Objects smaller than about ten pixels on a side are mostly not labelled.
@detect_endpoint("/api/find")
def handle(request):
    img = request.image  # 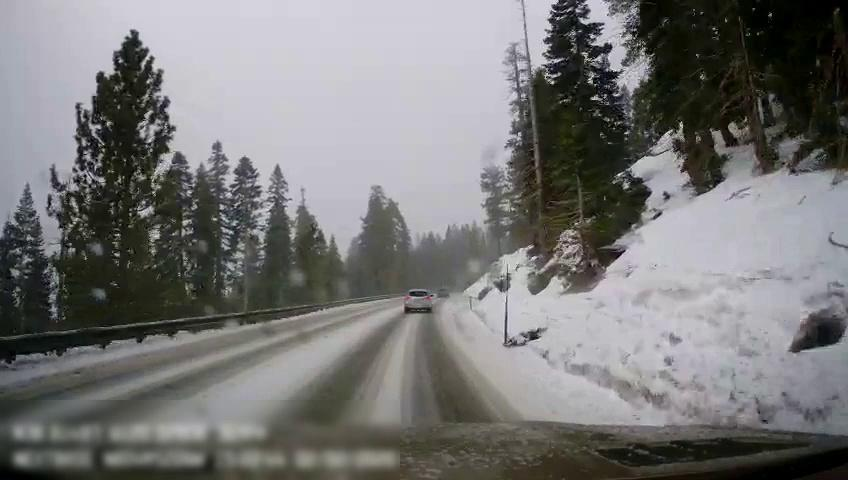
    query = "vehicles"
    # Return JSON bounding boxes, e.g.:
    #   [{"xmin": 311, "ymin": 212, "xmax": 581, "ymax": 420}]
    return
[
  {"xmin": 436, "ymin": 288, "xmax": 450, "ymax": 298},
  {"xmin": 403, "ymin": 288, "xmax": 436, "ymax": 314}
]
